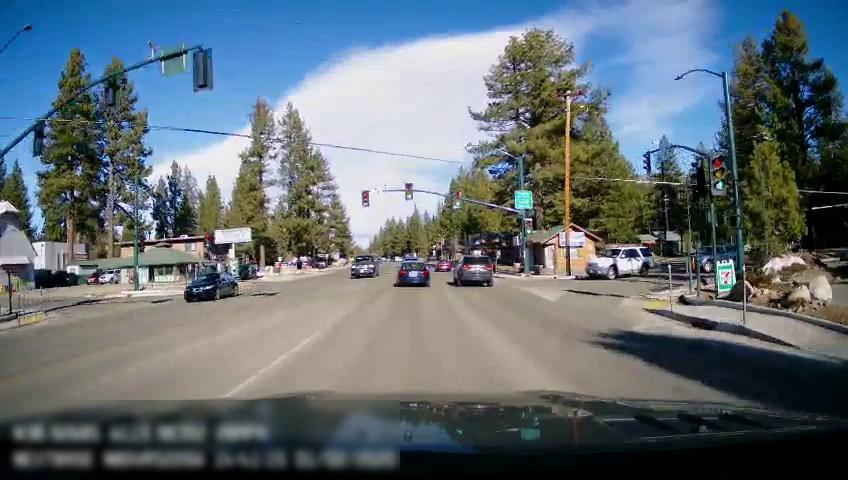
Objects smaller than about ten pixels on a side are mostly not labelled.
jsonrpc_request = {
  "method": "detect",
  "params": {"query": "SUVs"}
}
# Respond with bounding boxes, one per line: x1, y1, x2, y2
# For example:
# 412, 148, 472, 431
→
695, 244, 745, 274
237, 264, 258, 280
454, 255, 495, 288
586, 246, 654, 280
96, 269, 119, 284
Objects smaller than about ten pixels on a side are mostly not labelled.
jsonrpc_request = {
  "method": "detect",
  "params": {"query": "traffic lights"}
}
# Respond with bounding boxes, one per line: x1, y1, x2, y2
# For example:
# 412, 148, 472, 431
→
404, 183, 414, 201
692, 159, 706, 195
361, 188, 371, 209
711, 156, 733, 200
32, 121, 46, 156
104, 62, 124, 105
643, 152, 651, 173
453, 191, 465, 209
190, 47, 213, 88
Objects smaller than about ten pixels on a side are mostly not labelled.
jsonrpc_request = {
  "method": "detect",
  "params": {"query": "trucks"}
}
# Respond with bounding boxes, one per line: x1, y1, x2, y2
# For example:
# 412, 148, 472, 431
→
350, 255, 377, 278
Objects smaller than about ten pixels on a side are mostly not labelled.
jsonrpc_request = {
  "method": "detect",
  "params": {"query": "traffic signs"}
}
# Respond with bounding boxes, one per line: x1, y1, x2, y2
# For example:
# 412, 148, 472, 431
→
513, 189, 533, 208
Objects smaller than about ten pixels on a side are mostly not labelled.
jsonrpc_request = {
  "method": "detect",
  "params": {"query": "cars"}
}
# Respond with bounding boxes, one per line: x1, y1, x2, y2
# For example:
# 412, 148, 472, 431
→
87, 271, 102, 285
398, 258, 432, 287
435, 257, 452, 272
184, 271, 240, 302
